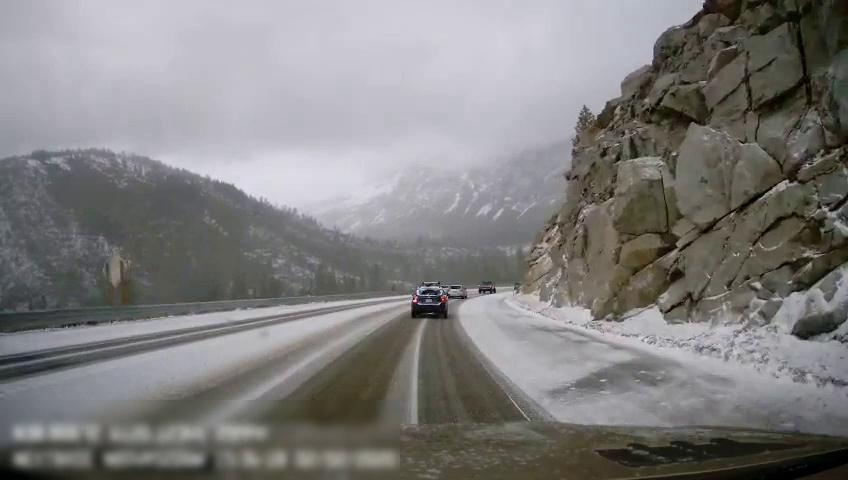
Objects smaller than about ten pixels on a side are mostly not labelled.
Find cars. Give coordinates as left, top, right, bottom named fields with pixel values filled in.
left=447, top=283, right=468, bottom=300
left=410, top=281, right=450, bottom=320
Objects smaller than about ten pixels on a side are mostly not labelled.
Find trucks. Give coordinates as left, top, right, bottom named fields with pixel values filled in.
left=478, top=279, right=496, bottom=294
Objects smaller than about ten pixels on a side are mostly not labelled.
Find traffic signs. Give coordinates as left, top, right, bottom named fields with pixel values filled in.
left=102, top=252, right=129, bottom=289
